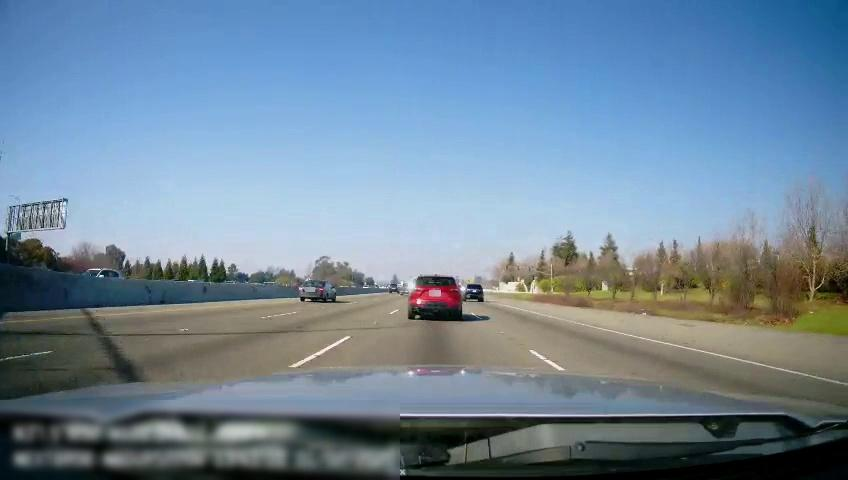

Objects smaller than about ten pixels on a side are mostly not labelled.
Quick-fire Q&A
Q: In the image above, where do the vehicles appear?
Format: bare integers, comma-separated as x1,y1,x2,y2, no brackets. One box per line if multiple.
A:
79,269,126,280
298,278,336,303
406,273,465,322
377,290,390,301
399,280,409,296
460,282,485,303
